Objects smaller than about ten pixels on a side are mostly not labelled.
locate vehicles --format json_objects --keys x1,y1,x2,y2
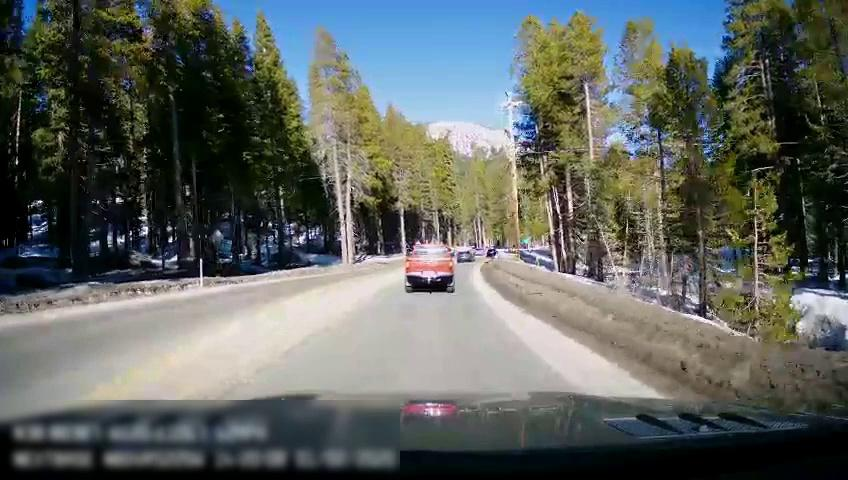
[
  {"x1": 486, "y1": 248, "x2": 498, "y2": 259},
  {"x1": 455, "y1": 250, "x2": 474, "y2": 263},
  {"x1": 404, "y1": 243, "x2": 456, "y2": 295}
]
